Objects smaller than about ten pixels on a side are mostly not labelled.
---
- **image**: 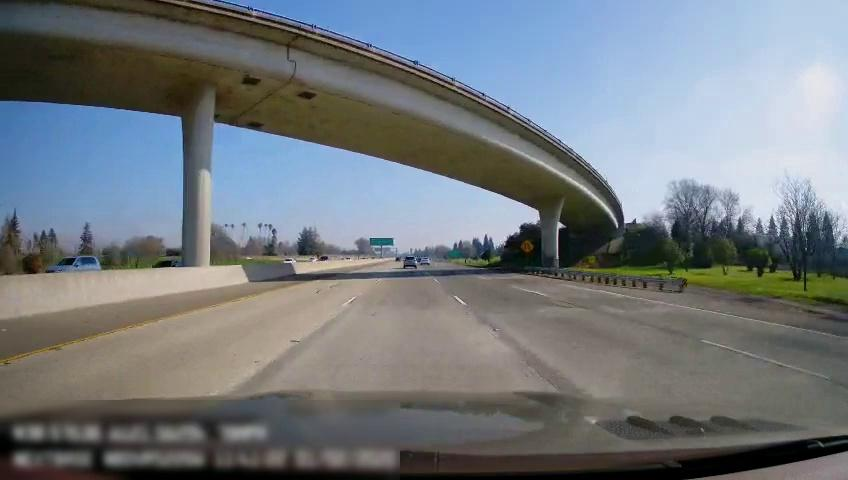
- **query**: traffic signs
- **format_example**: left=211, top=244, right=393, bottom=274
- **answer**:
left=521, top=239, right=535, bottom=254
left=448, top=249, right=464, bottom=257
left=368, top=237, right=394, bottom=247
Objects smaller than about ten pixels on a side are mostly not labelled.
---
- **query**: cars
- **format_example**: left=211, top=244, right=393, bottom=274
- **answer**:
left=151, top=258, right=184, bottom=269
left=421, top=258, right=432, bottom=266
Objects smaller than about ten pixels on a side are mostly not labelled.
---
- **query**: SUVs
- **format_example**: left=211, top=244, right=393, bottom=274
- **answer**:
left=44, top=255, right=102, bottom=274
left=402, top=256, right=417, bottom=269
left=281, top=257, right=297, bottom=264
